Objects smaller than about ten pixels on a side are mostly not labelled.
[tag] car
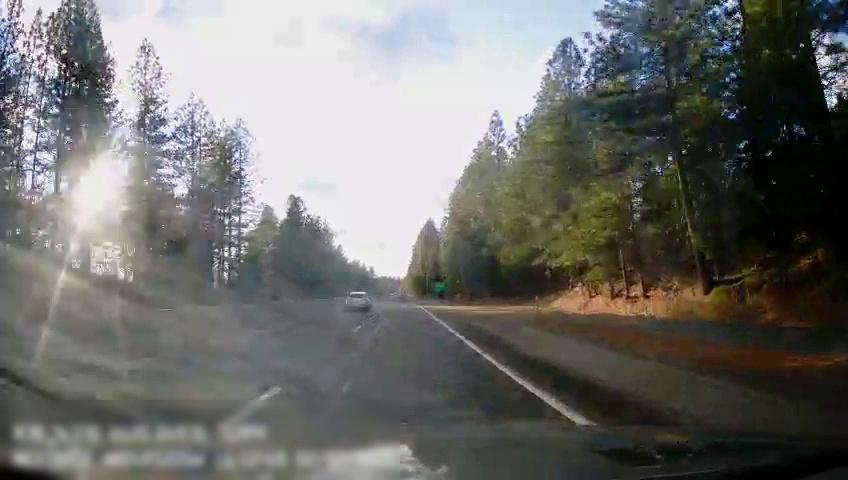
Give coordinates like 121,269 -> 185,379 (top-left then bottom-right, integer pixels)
345,291 -> 372,313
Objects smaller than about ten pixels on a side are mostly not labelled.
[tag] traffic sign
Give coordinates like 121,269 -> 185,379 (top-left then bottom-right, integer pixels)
433,281 -> 448,292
